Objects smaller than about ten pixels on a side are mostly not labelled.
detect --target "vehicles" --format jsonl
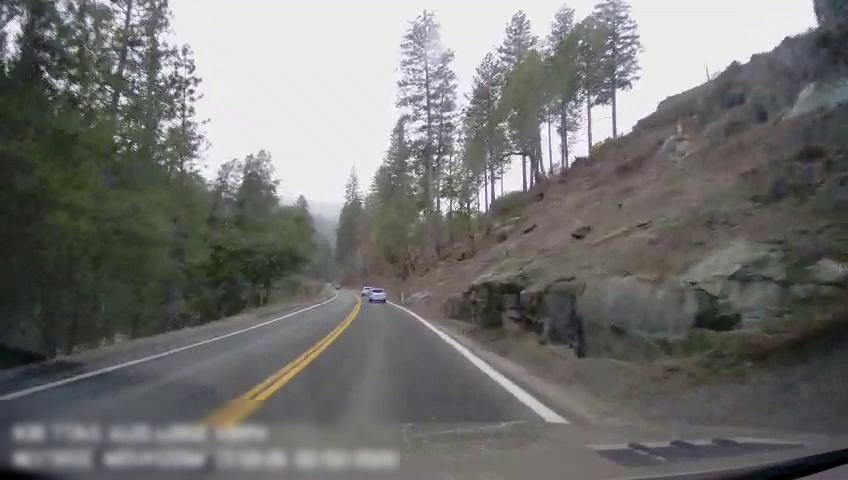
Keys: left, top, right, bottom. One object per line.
{"left": 362, "top": 286, "right": 374, "bottom": 296}
{"left": 368, "top": 288, "right": 386, "bottom": 303}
